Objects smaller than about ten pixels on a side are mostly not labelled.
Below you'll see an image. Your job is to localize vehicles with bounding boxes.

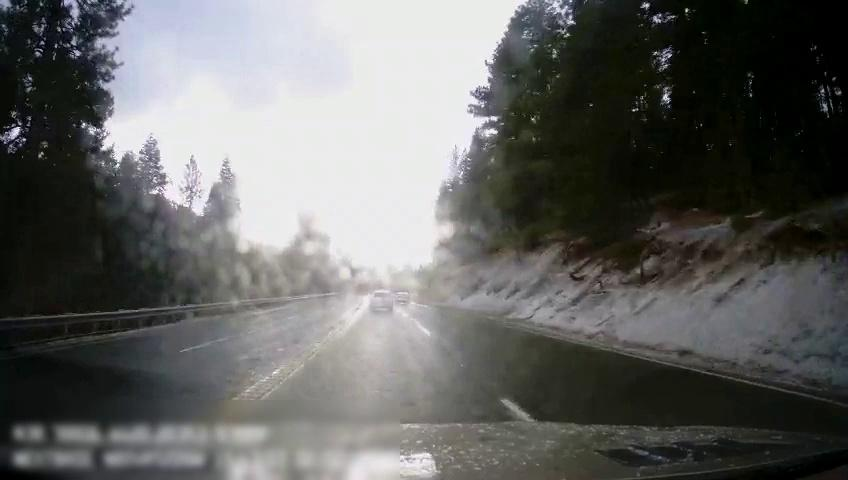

[395,291,411,305]
[370,290,394,311]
